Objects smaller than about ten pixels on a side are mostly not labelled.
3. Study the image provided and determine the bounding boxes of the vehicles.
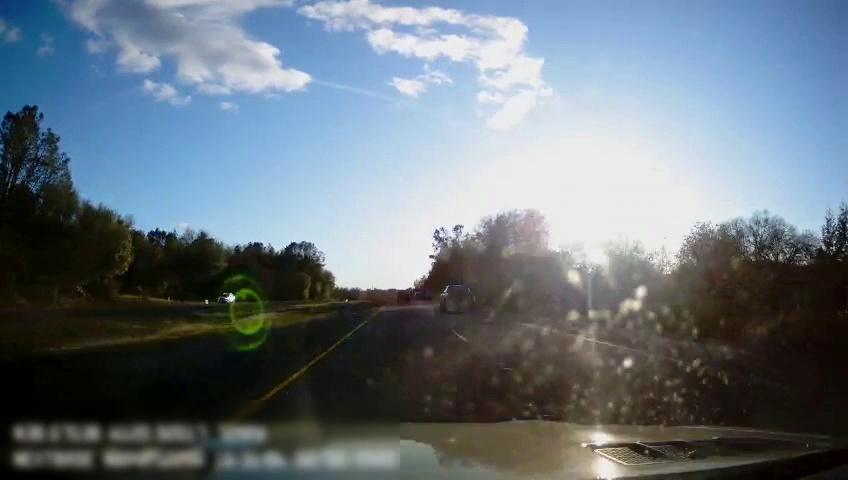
[217,293,237,305]
[398,293,410,303]
[440,285,474,314]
